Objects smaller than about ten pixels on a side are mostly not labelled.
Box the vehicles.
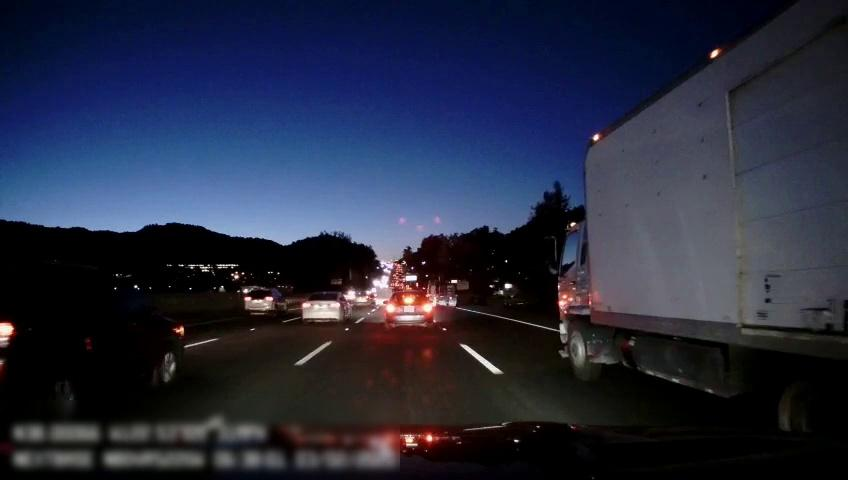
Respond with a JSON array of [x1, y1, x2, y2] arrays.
[[427, 281, 457, 309], [383, 292, 433, 332], [243, 287, 289, 319], [354, 289, 377, 308], [549, 0, 848, 434], [0, 268, 185, 430], [301, 291, 352, 323]]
